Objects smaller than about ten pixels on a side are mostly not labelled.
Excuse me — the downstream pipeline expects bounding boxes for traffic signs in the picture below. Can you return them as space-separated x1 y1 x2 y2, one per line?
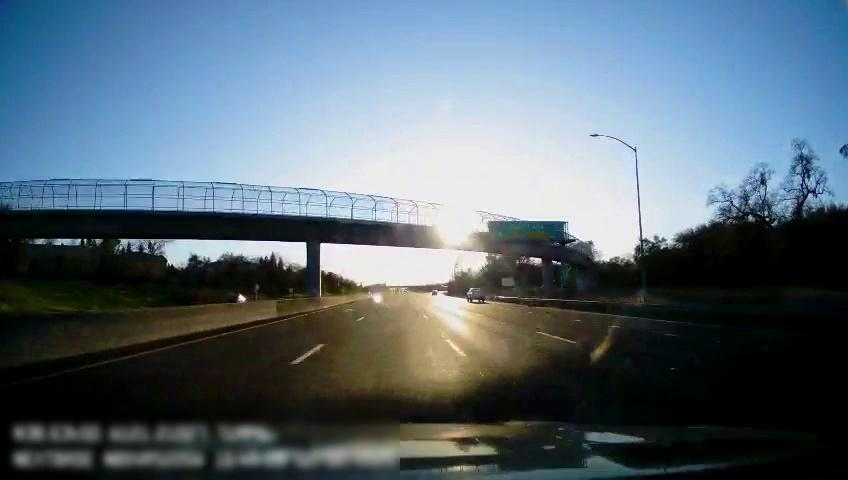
488 221 564 243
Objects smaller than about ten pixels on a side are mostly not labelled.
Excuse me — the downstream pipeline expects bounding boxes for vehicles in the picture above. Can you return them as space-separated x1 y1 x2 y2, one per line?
466 288 485 302
222 294 246 305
